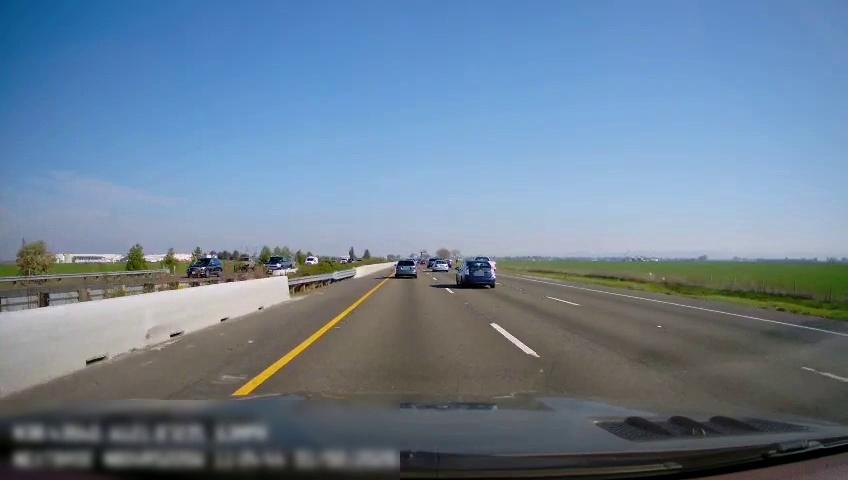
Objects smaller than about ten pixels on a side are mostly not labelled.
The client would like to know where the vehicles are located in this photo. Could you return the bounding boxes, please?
[432,259,450,272]
[233,257,257,273]
[305,256,319,265]
[473,256,496,270]
[394,259,417,279]
[454,260,496,289]
[426,257,437,268]
[263,255,296,274]
[186,256,224,279]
